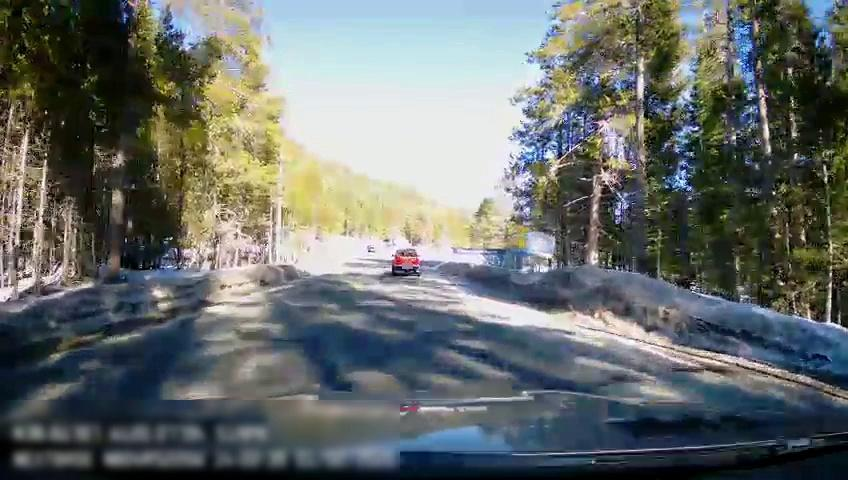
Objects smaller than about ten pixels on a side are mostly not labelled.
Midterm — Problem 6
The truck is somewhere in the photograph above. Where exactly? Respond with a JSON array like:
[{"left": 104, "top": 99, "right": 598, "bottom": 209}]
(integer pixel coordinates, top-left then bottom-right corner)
[{"left": 391, "top": 247, "right": 421, "bottom": 277}]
